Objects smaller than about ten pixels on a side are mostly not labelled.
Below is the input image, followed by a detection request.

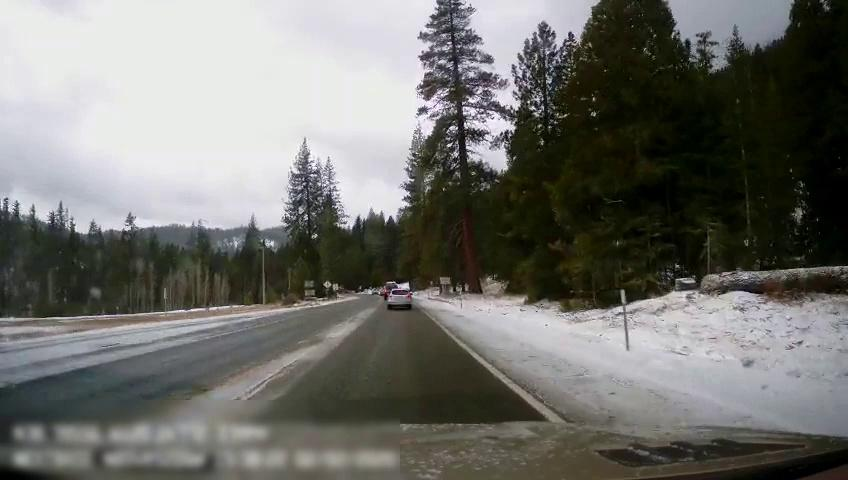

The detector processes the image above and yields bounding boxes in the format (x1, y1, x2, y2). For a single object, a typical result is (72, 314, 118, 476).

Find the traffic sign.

(440, 277, 451, 285)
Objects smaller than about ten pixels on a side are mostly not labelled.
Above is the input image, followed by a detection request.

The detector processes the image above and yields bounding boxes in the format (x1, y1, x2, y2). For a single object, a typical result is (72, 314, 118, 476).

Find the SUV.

(388, 289, 413, 310)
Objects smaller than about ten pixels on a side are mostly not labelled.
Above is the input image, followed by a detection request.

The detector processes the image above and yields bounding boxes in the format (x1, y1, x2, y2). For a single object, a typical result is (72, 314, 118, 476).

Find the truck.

(384, 284, 399, 300)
